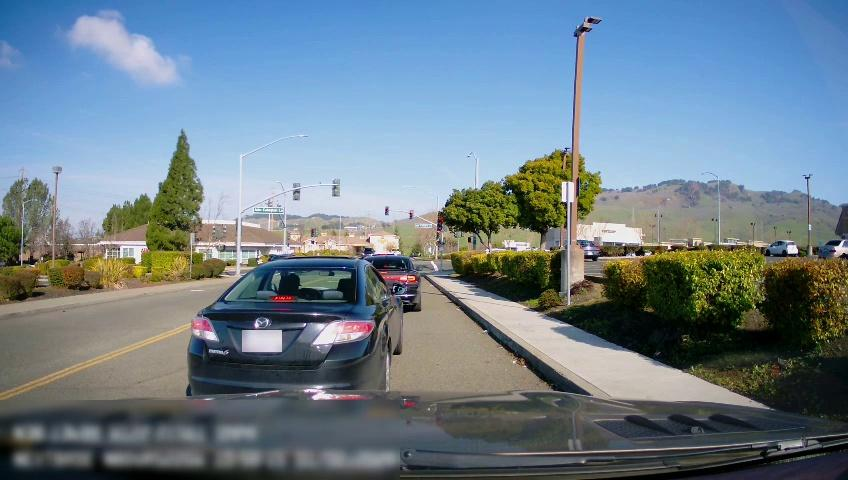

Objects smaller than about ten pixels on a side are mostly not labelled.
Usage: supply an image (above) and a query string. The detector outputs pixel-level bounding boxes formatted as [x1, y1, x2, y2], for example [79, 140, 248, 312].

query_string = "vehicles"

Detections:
[764, 239, 799, 256]
[268, 253, 294, 263]
[817, 237, 848, 270]
[184, 255, 405, 396]
[367, 255, 424, 311]
[361, 245, 374, 255]
[577, 237, 602, 260]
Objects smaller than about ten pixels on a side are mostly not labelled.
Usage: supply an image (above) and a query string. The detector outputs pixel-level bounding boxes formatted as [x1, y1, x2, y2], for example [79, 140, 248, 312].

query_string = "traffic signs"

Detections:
[254, 205, 285, 216]
[417, 222, 433, 229]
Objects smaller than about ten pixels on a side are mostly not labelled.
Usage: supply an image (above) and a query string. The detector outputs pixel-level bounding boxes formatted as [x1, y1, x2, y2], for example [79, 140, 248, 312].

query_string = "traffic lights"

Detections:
[331, 179, 340, 196]
[291, 183, 300, 201]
